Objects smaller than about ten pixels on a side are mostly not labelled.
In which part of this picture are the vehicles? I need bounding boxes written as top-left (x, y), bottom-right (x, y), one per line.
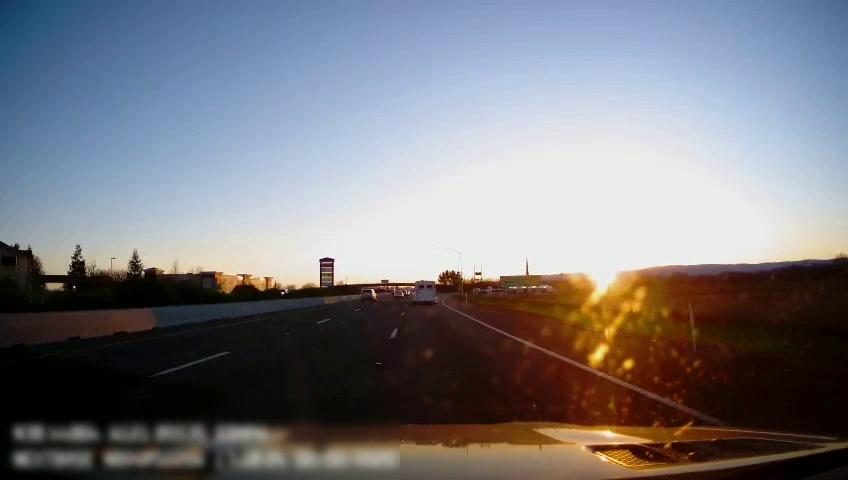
top-left (393, 289), bottom-right (405, 299)
top-left (413, 280), bottom-right (438, 305)
top-left (360, 288), bottom-right (377, 303)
